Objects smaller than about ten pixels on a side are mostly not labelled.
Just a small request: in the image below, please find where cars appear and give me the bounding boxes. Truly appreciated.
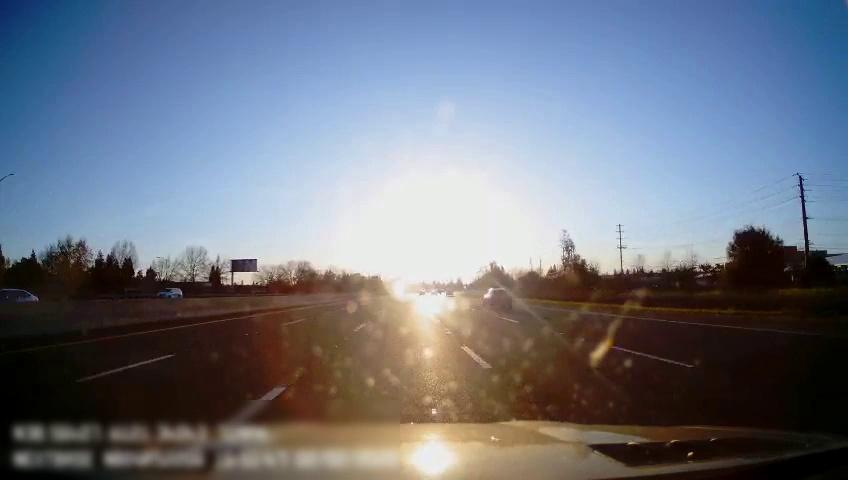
[0,288,39,304]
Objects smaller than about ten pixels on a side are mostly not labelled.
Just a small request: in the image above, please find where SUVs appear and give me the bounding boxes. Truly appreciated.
[155,287,183,299]
[482,287,513,310]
